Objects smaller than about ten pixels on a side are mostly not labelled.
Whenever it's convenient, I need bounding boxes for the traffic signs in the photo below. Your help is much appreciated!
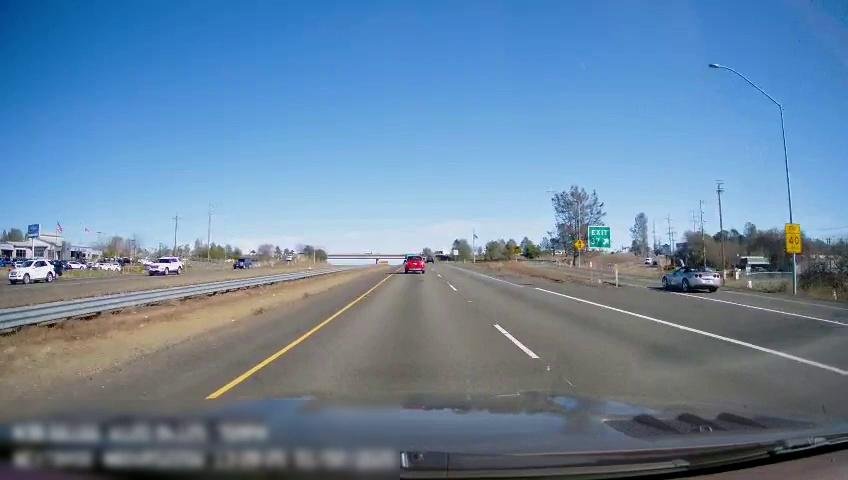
[511,246,522,257]
[786,223,801,255]
[586,224,612,251]
[576,240,586,251]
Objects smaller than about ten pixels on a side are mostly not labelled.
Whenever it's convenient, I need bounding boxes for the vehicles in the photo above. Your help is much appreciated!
[51,260,66,277]
[146,256,184,277]
[7,259,56,286]
[661,264,722,293]
[233,257,253,270]
[402,257,425,275]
